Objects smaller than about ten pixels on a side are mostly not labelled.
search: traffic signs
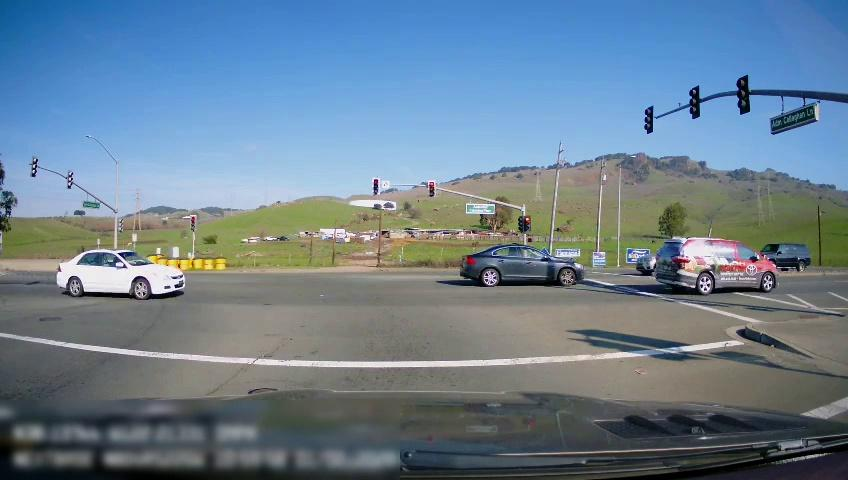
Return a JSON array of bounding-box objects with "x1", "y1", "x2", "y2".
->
[
  {"x1": 768, "y1": 100, "x2": 821, "y2": 135},
  {"x1": 464, "y1": 201, "x2": 497, "y2": 216},
  {"x1": 82, "y1": 199, "x2": 101, "y2": 209}
]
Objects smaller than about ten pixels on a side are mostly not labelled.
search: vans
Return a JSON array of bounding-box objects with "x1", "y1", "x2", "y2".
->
[{"x1": 654, "y1": 235, "x2": 779, "y2": 297}]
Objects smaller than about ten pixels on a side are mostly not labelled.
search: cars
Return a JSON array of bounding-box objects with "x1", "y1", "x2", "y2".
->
[
  {"x1": 458, "y1": 242, "x2": 585, "y2": 287},
  {"x1": 55, "y1": 248, "x2": 187, "y2": 301}
]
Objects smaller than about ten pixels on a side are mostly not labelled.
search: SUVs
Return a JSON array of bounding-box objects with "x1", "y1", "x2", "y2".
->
[
  {"x1": 757, "y1": 242, "x2": 811, "y2": 272},
  {"x1": 636, "y1": 251, "x2": 660, "y2": 276}
]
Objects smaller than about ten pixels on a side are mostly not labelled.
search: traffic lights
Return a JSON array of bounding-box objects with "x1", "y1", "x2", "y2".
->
[
  {"x1": 30, "y1": 156, "x2": 40, "y2": 178},
  {"x1": 66, "y1": 169, "x2": 75, "y2": 190},
  {"x1": 116, "y1": 215, "x2": 125, "y2": 233},
  {"x1": 426, "y1": 178, "x2": 437, "y2": 197},
  {"x1": 643, "y1": 104, "x2": 655, "y2": 135},
  {"x1": 687, "y1": 84, "x2": 702, "y2": 120},
  {"x1": 523, "y1": 214, "x2": 532, "y2": 232},
  {"x1": 735, "y1": 74, "x2": 751, "y2": 115},
  {"x1": 189, "y1": 214, "x2": 198, "y2": 232},
  {"x1": 517, "y1": 215, "x2": 525, "y2": 232},
  {"x1": 372, "y1": 177, "x2": 381, "y2": 196}
]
